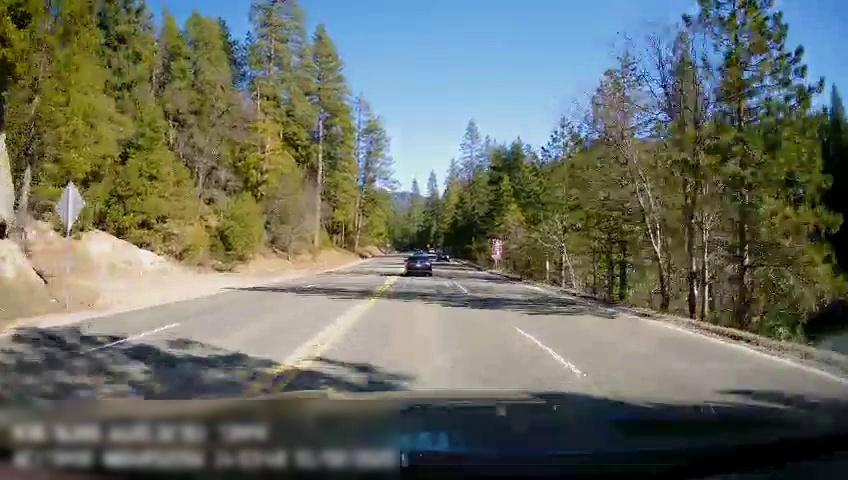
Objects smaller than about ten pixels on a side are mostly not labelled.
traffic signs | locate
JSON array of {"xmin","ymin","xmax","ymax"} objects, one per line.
[{"xmin": 490, "ymin": 238, "xmax": 504, "ymax": 259}]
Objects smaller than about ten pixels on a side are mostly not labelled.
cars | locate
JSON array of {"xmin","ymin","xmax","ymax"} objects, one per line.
[
  {"xmin": 404, "ymin": 255, "xmax": 433, "ymax": 277},
  {"xmin": 435, "ymin": 252, "xmax": 450, "ymax": 262}
]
